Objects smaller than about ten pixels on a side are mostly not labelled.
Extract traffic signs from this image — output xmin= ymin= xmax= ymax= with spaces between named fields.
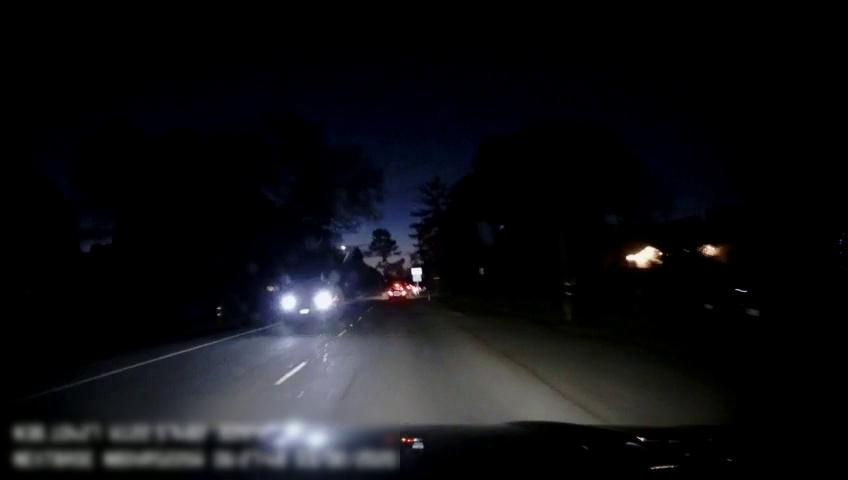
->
xmin=411 ymin=274 xmax=422 ymax=283
xmin=410 ymin=267 xmax=423 ymax=275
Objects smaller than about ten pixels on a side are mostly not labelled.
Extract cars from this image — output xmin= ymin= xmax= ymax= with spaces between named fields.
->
xmin=388 ymin=286 xmax=408 ymax=302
